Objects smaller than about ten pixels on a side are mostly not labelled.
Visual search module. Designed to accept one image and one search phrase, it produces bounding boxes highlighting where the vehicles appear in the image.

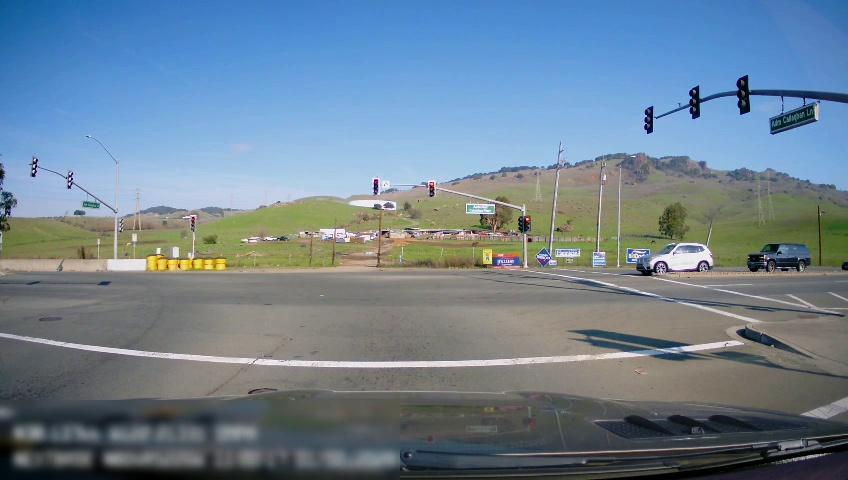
[745,243,811,273]
[636,242,714,276]
[841,260,848,272]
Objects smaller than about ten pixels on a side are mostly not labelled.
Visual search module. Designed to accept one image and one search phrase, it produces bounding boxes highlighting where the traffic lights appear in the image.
[30,156,40,178]
[517,215,525,232]
[371,176,382,196]
[687,84,702,120]
[735,74,751,115]
[523,214,533,232]
[189,214,198,232]
[117,215,125,233]
[66,168,75,190]
[426,178,437,197]
[643,104,655,135]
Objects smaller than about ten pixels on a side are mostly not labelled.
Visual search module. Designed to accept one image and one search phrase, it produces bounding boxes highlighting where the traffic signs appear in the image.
[464,201,497,216]
[81,199,101,209]
[768,100,821,135]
